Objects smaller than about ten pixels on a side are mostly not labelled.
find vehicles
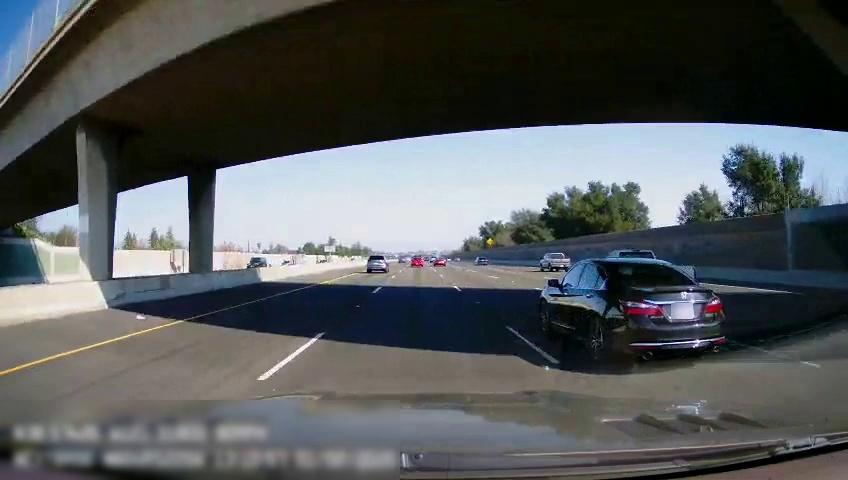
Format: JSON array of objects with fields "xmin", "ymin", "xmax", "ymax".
[
  {"xmin": 538, "ymin": 252, "xmax": 574, "ymax": 274},
  {"xmin": 474, "ymin": 256, "xmax": 488, "ymax": 265},
  {"xmin": 410, "ymin": 256, "xmax": 425, "ymax": 267},
  {"xmin": 609, "ymin": 249, "xmax": 697, "ymax": 282},
  {"xmin": 245, "ymin": 256, "xmax": 272, "ymax": 269},
  {"xmin": 431, "ymin": 256, "xmax": 447, "ymax": 267},
  {"xmin": 430, "ymin": 257, "xmax": 438, "ymax": 264},
  {"xmin": 398, "ymin": 254, "xmax": 409, "ymax": 263},
  {"xmin": 536, "ymin": 257, "xmax": 729, "ymax": 367},
  {"xmin": 365, "ymin": 253, "xmax": 390, "ymax": 274}
]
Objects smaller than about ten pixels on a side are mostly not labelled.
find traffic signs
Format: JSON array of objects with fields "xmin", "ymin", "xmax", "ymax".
[{"xmin": 486, "ymin": 236, "xmax": 495, "ymax": 248}]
